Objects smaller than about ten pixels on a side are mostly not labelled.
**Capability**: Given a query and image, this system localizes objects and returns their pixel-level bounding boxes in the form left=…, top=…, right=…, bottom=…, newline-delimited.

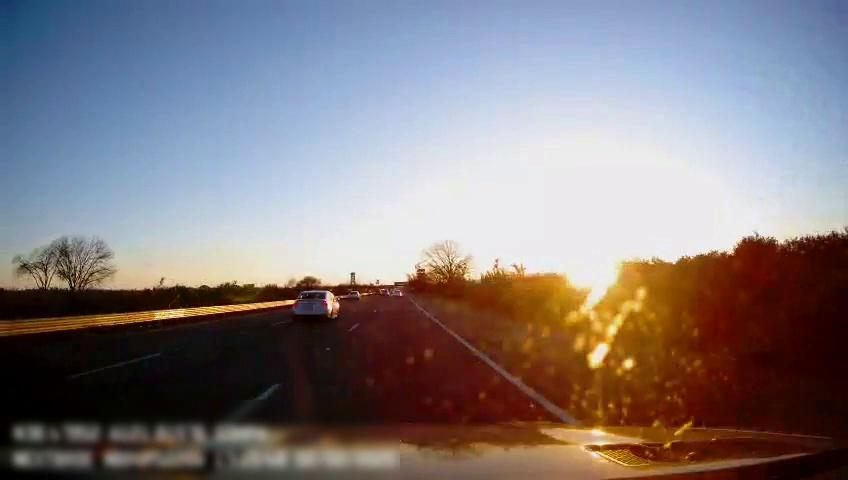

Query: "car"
left=292, top=291, right=341, bottom=324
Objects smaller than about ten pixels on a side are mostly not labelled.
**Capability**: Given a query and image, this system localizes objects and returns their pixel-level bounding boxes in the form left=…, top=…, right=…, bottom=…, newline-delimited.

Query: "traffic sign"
left=394, top=282, right=406, bottom=286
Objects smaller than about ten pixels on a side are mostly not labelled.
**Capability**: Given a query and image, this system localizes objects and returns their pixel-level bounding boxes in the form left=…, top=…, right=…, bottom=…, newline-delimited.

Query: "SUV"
left=347, top=290, right=361, bottom=301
